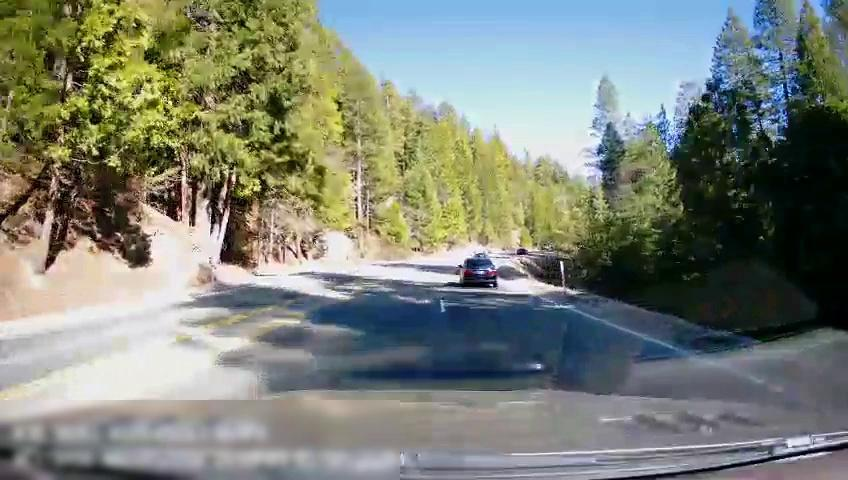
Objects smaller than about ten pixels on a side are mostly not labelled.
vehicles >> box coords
[517,247,529,256]
[458,255,498,288]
